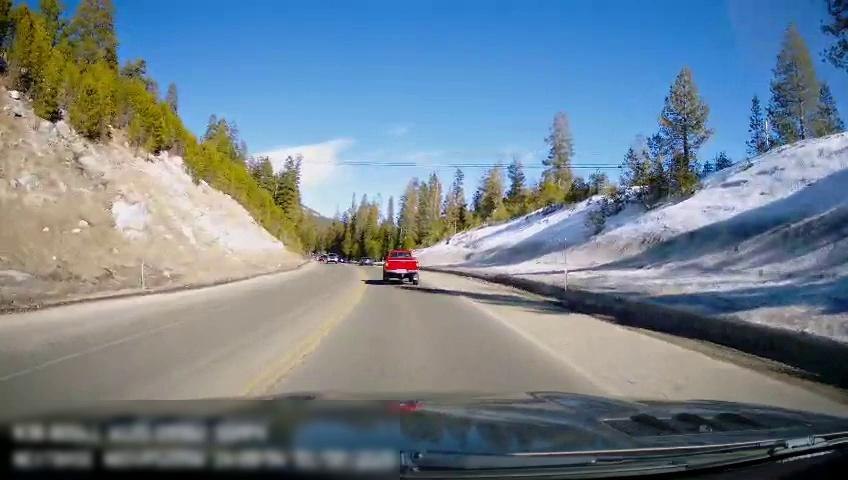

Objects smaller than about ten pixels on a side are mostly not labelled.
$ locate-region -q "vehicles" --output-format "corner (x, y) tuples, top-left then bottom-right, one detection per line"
(326, 252), (338, 265)
(381, 249), (420, 286)
(359, 256), (374, 267)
